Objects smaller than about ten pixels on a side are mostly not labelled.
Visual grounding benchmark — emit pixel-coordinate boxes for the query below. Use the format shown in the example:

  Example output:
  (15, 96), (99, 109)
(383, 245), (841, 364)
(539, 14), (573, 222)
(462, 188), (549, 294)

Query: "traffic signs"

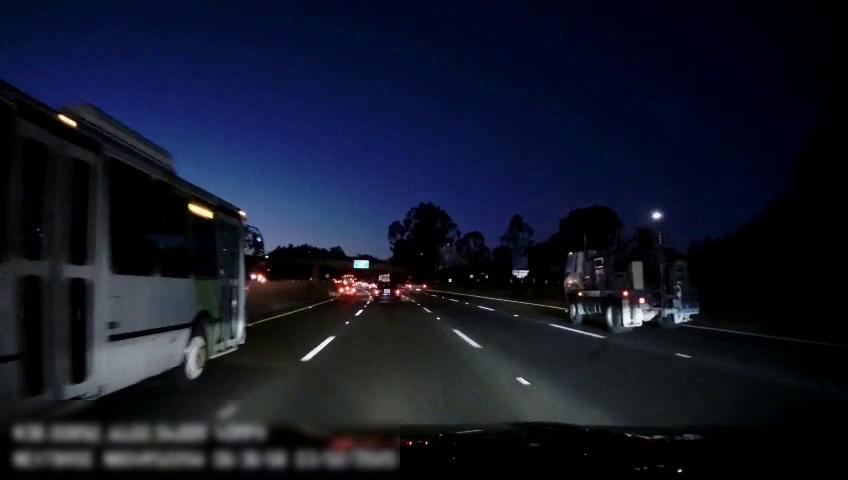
(354, 259), (370, 269)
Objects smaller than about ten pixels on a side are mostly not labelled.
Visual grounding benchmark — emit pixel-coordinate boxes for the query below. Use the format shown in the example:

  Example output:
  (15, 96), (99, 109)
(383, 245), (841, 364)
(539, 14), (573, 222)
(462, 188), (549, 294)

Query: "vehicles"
(338, 281), (357, 297)
(0, 77), (247, 438)
(564, 230), (701, 332)
(372, 281), (401, 302)
(407, 278), (429, 295)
